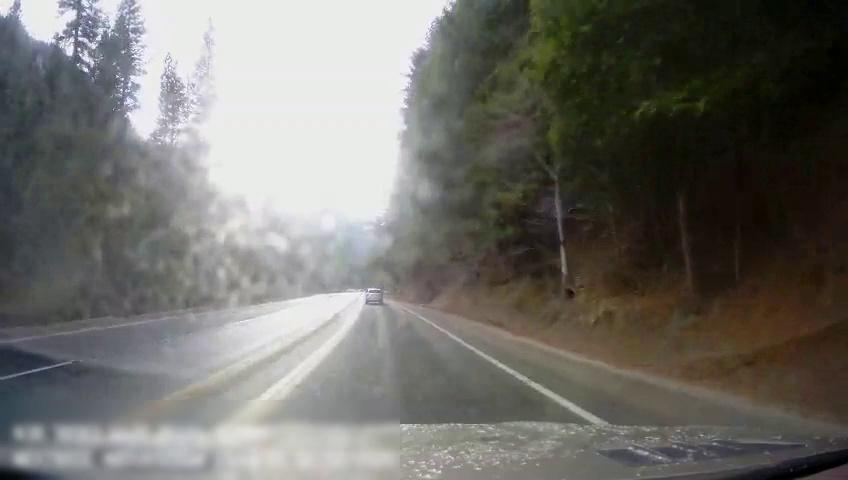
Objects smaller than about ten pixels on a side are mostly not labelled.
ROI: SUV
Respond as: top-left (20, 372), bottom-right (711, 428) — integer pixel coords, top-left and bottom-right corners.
top-left (365, 288), bottom-right (384, 304)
